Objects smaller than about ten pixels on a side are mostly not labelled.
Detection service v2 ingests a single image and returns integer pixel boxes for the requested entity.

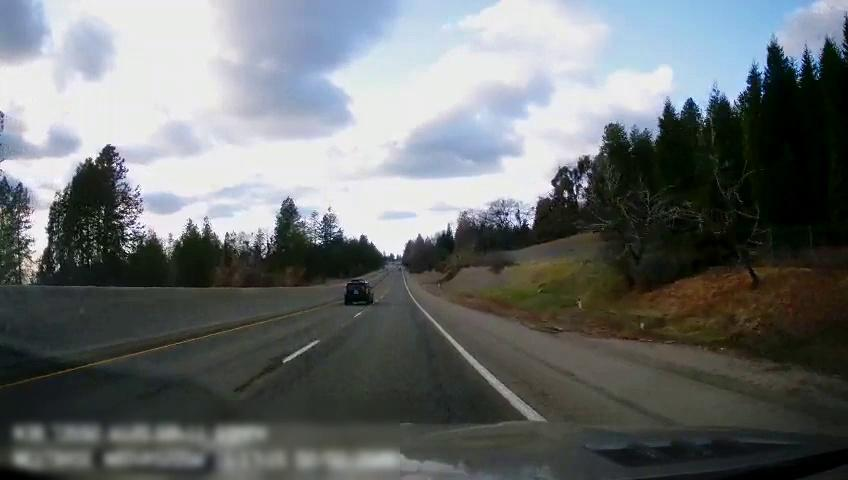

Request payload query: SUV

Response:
[344,281,375,306]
